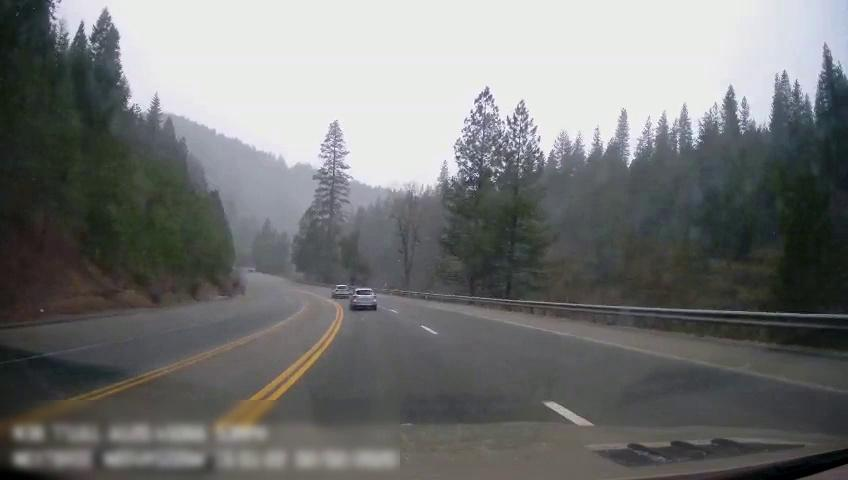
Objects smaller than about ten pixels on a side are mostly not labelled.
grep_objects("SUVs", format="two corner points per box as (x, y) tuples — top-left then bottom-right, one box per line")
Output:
(331, 285), (349, 299)
(349, 288), (377, 310)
